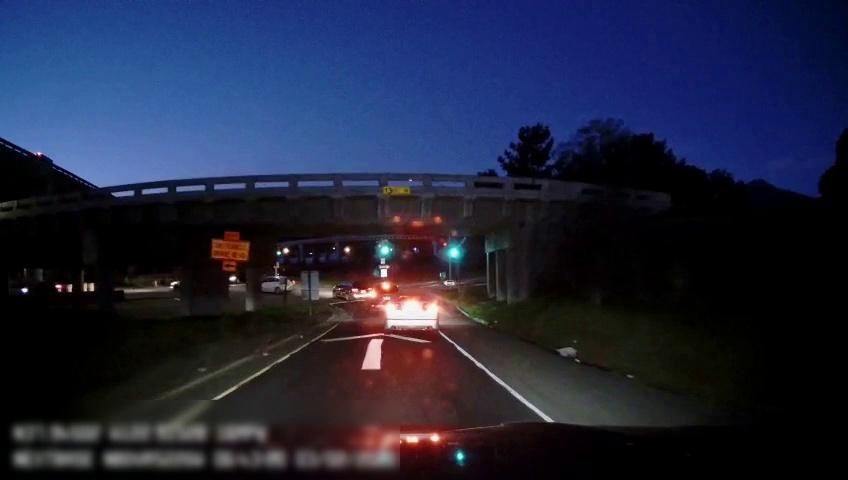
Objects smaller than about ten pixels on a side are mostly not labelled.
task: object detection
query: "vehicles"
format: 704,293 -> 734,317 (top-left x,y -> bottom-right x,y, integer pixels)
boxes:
378,288 -> 441,337
20,280 -> 69,298
332,281 -> 366,302
364,282 -> 399,316
260,276 -> 295,296
168,281 -> 182,297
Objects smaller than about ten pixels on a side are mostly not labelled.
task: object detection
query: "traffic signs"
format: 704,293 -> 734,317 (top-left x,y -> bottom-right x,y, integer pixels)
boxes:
211,231 -> 249,271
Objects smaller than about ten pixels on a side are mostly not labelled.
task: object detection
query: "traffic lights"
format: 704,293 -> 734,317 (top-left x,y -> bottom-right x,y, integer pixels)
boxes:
449,240 -> 460,261
378,238 -> 389,258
